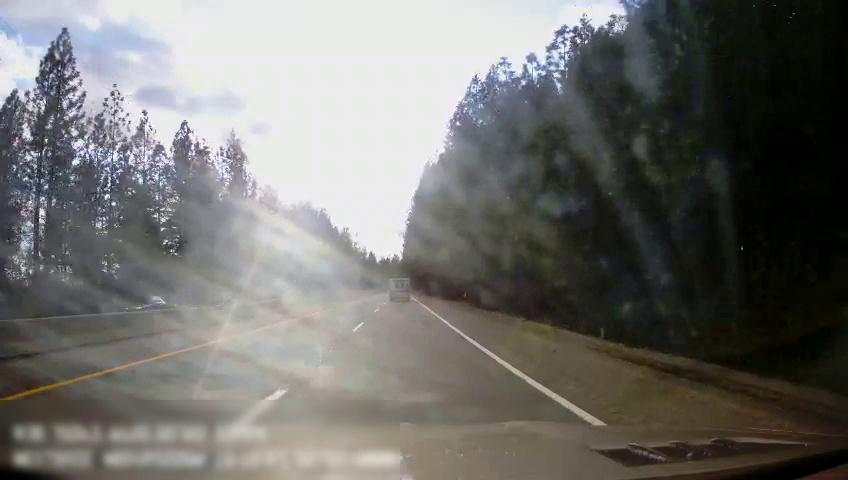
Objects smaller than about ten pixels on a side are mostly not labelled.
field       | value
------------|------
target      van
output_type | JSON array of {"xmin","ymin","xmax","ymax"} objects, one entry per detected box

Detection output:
[{"xmin": 389, "ymin": 278, "xmax": 411, "ymax": 303}]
